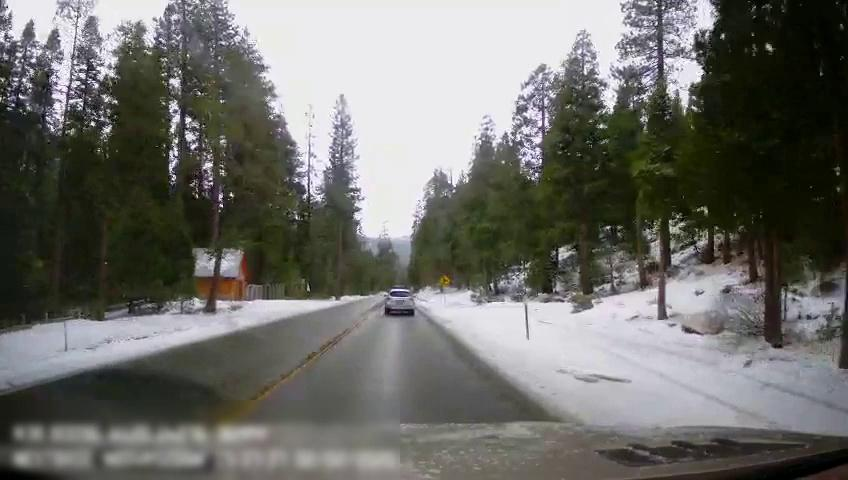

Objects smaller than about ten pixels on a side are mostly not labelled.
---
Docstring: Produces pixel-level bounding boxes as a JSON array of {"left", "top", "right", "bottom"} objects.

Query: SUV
[{"left": 383, "top": 288, "right": 416, "bottom": 317}]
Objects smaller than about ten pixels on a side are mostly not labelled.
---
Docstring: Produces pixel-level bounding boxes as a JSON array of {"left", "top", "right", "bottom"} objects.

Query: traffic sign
[{"left": 439, "top": 274, "right": 451, "bottom": 287}]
